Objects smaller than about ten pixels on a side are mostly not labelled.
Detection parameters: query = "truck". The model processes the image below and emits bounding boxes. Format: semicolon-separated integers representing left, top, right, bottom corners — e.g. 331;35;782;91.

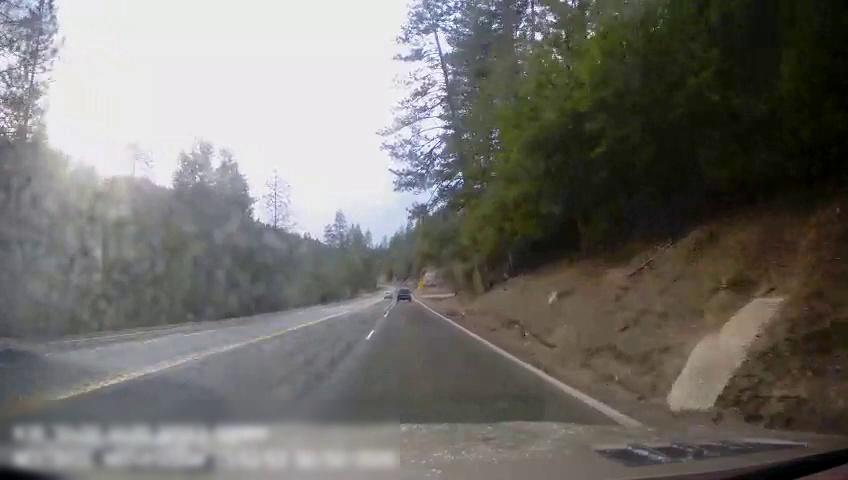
396;288;411;302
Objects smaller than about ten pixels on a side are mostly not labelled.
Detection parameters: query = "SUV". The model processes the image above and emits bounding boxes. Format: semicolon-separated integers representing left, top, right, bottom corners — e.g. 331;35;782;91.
383;290;393;300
